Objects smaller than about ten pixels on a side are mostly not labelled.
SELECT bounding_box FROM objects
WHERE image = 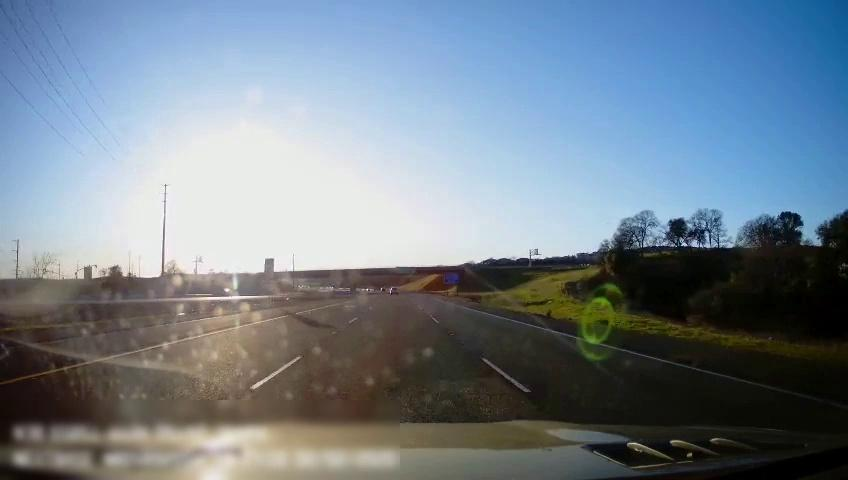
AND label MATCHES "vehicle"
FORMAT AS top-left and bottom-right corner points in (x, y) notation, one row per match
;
(183, 287), (202, 298)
